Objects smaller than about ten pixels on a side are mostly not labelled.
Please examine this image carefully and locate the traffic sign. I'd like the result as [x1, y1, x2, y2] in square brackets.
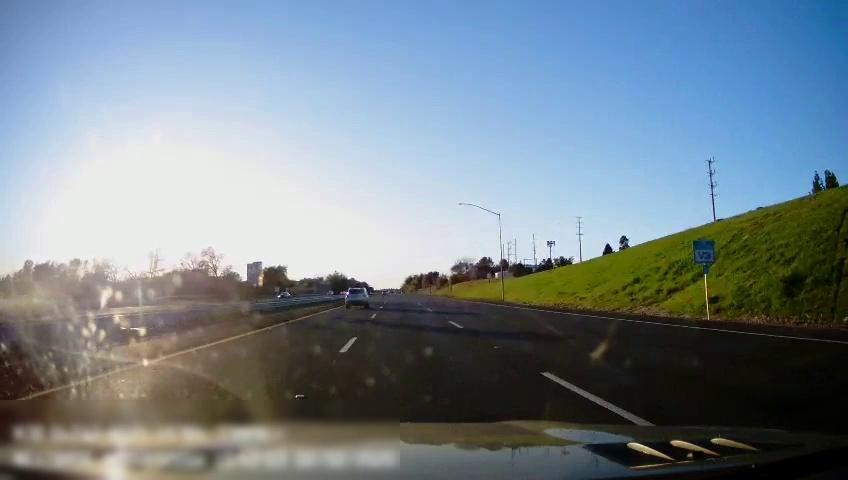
[691, 239, 714, 263]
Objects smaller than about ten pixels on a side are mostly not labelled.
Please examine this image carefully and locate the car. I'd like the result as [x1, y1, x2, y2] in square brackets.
[278, 292, 291, 300]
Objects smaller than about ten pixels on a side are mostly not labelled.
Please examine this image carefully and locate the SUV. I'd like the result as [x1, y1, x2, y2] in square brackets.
[344, 287, 371, 311]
